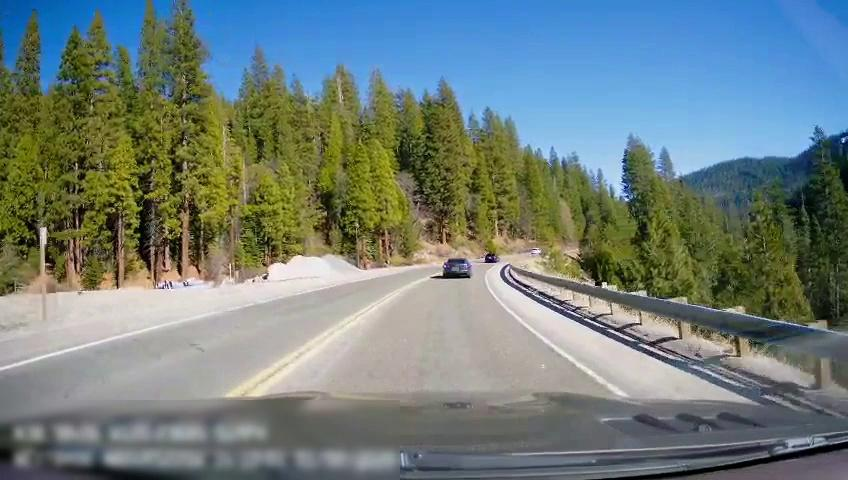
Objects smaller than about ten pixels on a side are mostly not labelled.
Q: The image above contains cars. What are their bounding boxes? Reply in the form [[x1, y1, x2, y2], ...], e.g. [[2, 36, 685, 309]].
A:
[[483, 251, 498, 264], [443, 256, 471, 279], [529, 247, 542, 256]]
